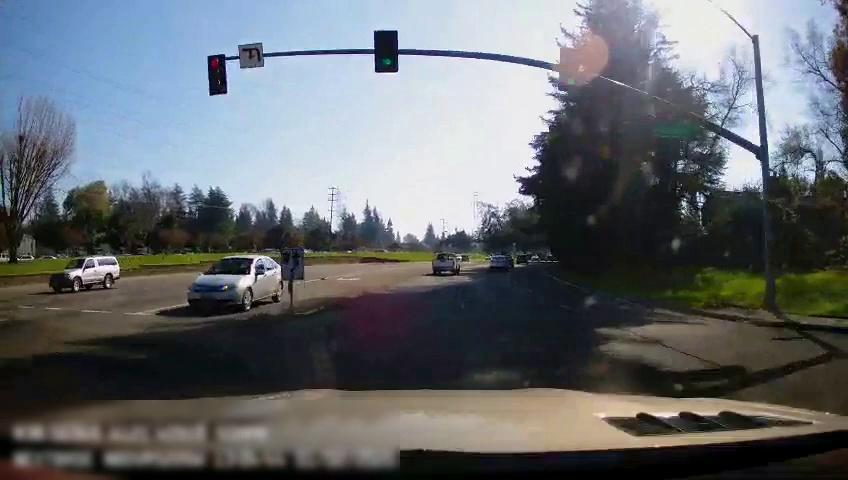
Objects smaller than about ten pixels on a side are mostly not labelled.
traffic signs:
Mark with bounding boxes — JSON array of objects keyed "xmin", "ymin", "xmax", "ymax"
[
  {"xmin": 278, "ymin": 246, "xmax": 306, "ymax": 282},
  {"xmin": 653, "ymin": 121, "xmax": 695, "ymax": 141},
  {"xmin": 238, "ymin": 42, "xmax": 265, "ymax": 70}
]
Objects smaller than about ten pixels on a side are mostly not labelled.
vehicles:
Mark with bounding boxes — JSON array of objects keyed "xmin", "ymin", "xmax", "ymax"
[
  {"xmin": 516, "ymin": 253, "xmax": 530, "ymax": 264},
  {"xmin": 432, "ymin": 252, "xmax": 461, "ymax": 275},
  {"xmin": 505, "ymin": 255, "xmax": 514, "ymax": 268},
  {"xmin": 48, "ymin": 255, "xmax": 121, "ymax": 294},
  {"xmin": 488, "ymin": 254, "xmax": 507, "ymax": 270},
  {"xmin": 16, "ymin": 253, "xmax": 34, "ymax": 262},
  {"xmin": 186, "ymin": 254, "xmax": 286, "ymax": 312}
]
